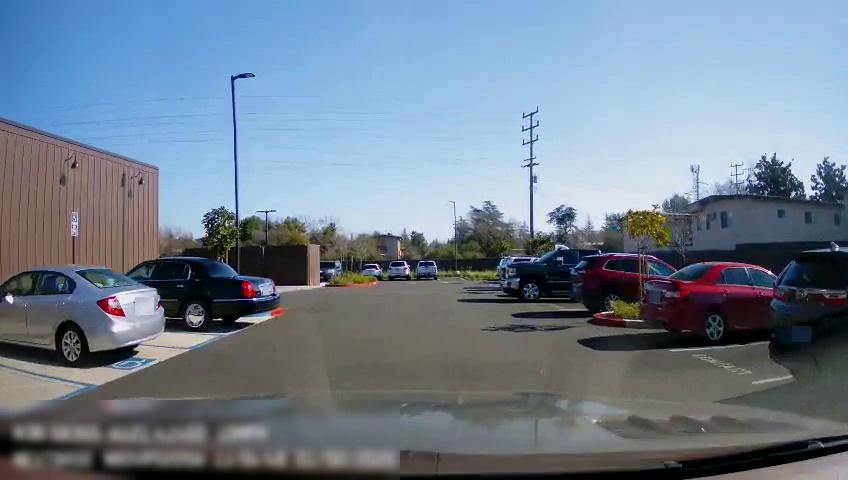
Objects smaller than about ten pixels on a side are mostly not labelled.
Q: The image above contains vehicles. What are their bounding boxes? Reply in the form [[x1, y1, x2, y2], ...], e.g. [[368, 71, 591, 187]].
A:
[[568, 252, 679, 313], [768, 246, 848, 391], [639, 261, 780, 345], [122, 256, 281, 333], [388, 261, 411, 281], [362, 263, 382, 280], [503, 248, 601, 302], [320, 260, 344, 282], [415, 261, 438, 280], [497, 257, 511, 277], [0, 264, 166, 366], [500, 257, 540, 282]]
